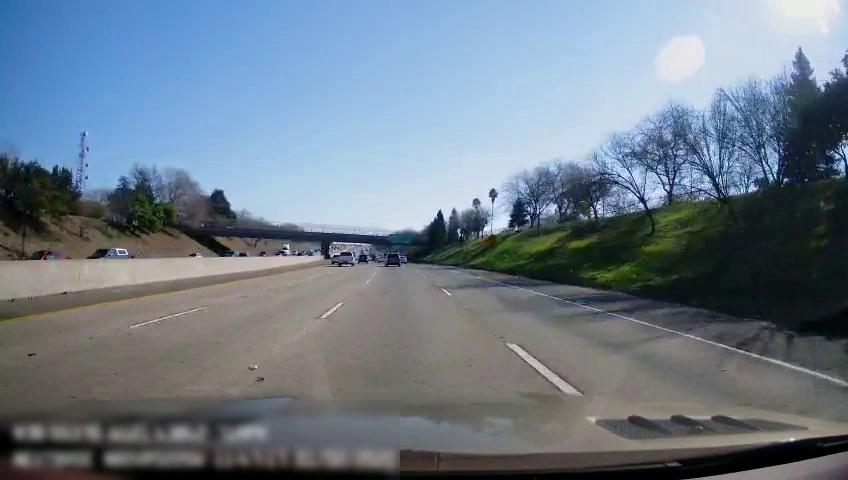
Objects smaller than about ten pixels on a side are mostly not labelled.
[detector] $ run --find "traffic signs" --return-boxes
[390,232,414,243]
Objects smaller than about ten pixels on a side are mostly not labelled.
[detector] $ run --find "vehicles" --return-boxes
[385,253,402,267]
[357,254,369,264]
[85,248,129,260]
[337,251,355,267]
[27,250,65,261]
[281,244,293,254]
[223,251,241,258]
